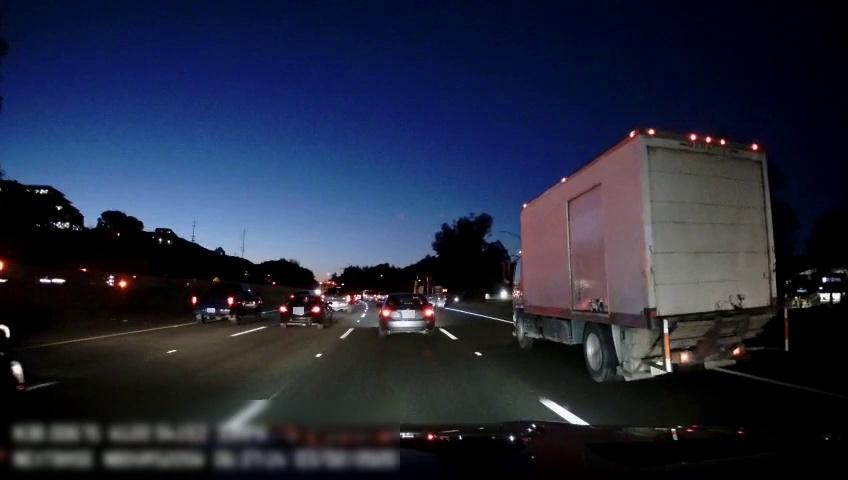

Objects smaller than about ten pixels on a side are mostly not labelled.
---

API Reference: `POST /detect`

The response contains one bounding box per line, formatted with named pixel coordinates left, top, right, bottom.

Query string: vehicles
left=331, top=296, right=349, bottom=312
left=279, top=294, right=333, bottom=330
left=289, top=289, right=316, bottom=297
left=33, top=267, right=89, bottom=291
left=0, top=321, right=36, bottom=439
left=377, top=292, right=436, bottom=338
left=412, top=279, right=449, bottom=309
left=319, top=280, right=337, bottom=298
left=503, top=128, right=779, bottom=385
left=189, top=280, right=263, bottom=324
